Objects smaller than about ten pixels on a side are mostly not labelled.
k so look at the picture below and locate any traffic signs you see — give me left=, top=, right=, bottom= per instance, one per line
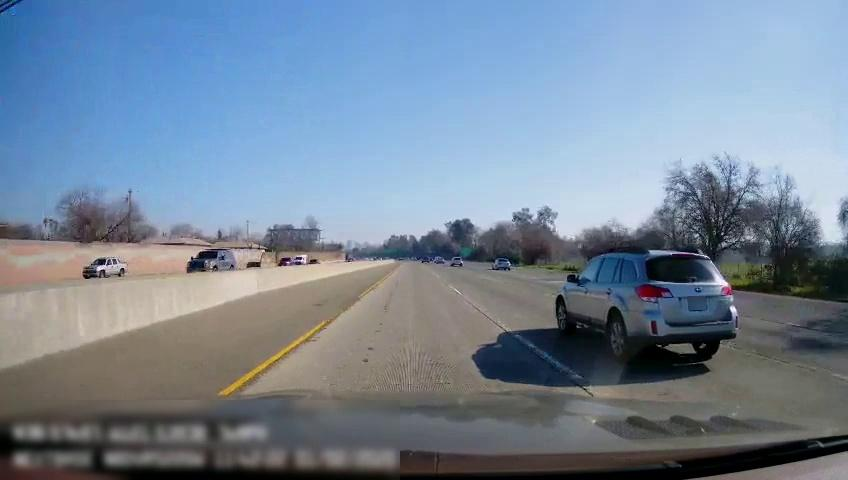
left=288, top=228, right=320, bottom=241
left=460, top=247, right=472, bottom=257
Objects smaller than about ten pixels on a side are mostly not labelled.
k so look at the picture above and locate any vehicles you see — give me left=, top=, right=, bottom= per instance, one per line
left=490, top=257, right=511, bottom=271
left=276, top=257, right=295, bottom=267
left=553, top=246, right=738, bottom=364
left=308, top=258, right=321, bottom=266
left=450, top=257, right=463, bottom=267
left=82, top=256, right=129, bottom=280
left=185, top=249, right=237, bottom=275
left=292, top=254, right=309, bottom=266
